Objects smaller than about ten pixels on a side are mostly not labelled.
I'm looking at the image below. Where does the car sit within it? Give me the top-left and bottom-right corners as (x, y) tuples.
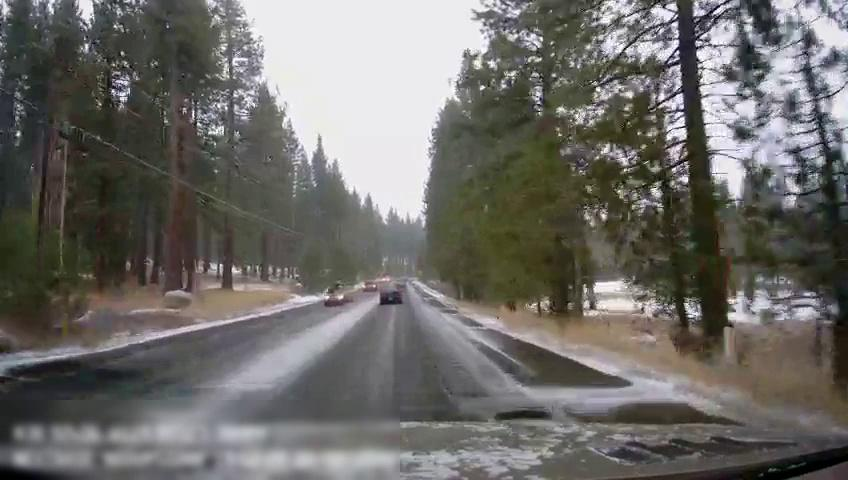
(380, 290), (402, 305)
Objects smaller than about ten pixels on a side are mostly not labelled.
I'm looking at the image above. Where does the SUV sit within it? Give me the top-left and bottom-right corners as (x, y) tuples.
(321, 288), (350, 307)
